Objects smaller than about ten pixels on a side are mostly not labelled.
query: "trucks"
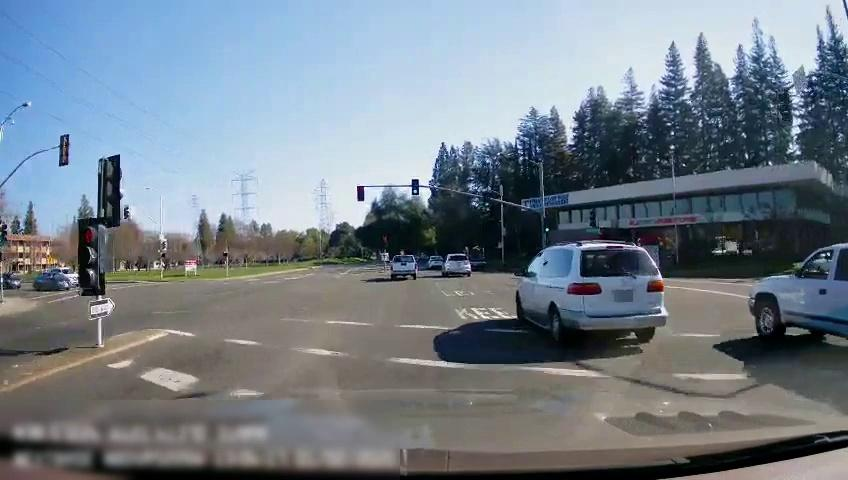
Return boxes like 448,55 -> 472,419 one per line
389,254 -> 418,281
467,248 -> 486,270
746,242 -> 848,345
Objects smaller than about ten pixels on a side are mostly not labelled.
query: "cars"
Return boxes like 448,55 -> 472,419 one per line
1,271 -> 22,290
32,271 -> 71,293
427,255 -> 444,270
49,266 -> 80,287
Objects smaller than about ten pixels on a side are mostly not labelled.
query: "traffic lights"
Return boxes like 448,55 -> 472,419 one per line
76,215 -> 106,298
483,195 -> 491,207
95,154 -> 124,229
544,220 -> 551,234
588,208 -> 597,229
58,132 -> 71,167
356,185 -> 366,202
122,205 -> 130,220
411,177 -> 421,197
0,223 -> 9,244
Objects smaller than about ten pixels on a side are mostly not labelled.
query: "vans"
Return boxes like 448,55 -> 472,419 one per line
513,241 -> 669,345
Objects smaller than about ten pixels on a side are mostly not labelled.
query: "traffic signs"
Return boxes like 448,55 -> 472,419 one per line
380,252 -> 390,263
88,298 -> 117,319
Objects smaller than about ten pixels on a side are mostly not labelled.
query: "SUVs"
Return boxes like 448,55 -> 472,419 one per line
441,253 -> 472,277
